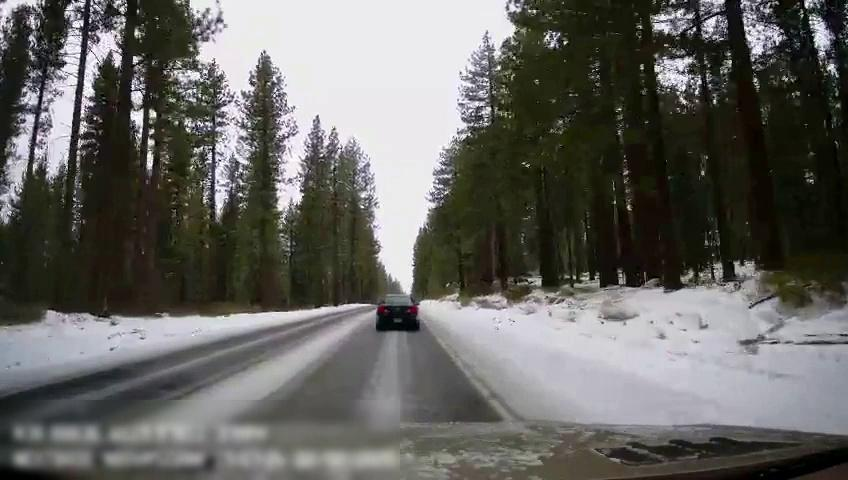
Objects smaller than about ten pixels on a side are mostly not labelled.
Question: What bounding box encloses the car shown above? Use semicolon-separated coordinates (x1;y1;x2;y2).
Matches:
376;293;420;330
